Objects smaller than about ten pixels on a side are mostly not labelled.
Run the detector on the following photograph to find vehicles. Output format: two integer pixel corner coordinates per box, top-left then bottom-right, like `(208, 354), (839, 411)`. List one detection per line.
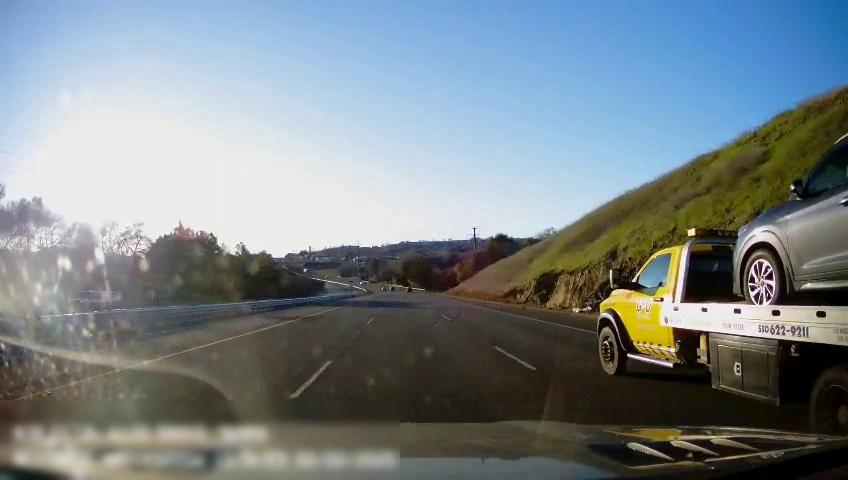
(596, 133), (848, 435)
(68, 290), (113, 313)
